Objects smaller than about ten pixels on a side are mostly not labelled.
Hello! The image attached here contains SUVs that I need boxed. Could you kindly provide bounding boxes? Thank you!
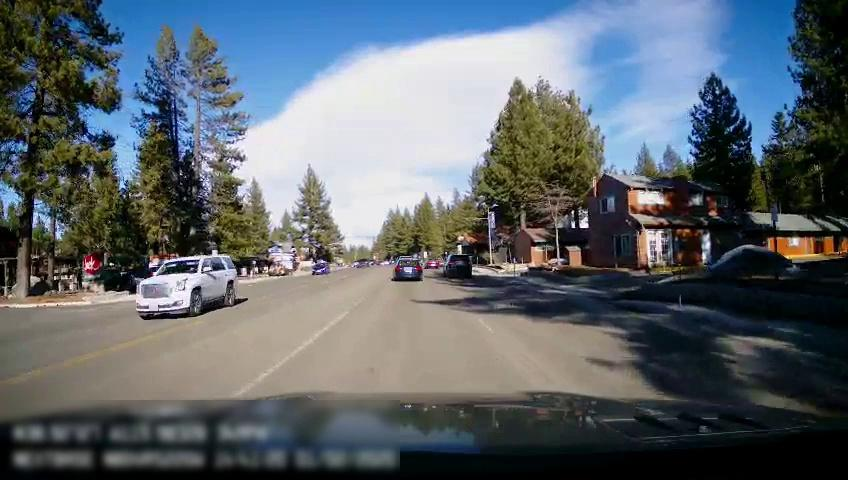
[311,261,328,275]
[442,254,474,279]
[136,255,239,321]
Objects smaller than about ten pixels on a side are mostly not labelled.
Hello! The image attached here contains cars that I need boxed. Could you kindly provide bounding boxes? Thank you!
[393,257,422,281]
[425,257,441,270]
